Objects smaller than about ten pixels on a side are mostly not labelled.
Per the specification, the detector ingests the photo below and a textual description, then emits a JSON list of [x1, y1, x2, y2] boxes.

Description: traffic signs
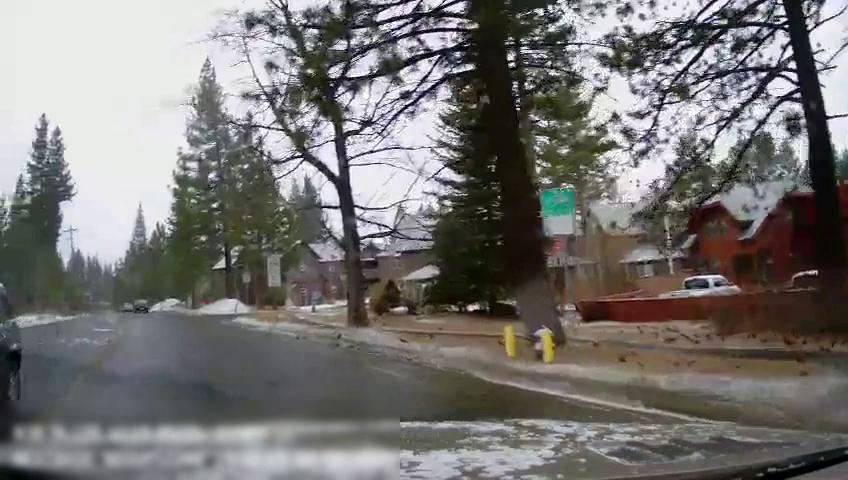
[[269, 271, 281, 287], [539, 188, 576, 217]]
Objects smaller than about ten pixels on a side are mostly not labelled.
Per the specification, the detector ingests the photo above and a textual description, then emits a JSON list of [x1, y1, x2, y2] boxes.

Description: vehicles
[[791, 270, 818, 289], [655, 274, 741, 300], [0, 282, 22, 424], [132, 299, 149, 313]]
